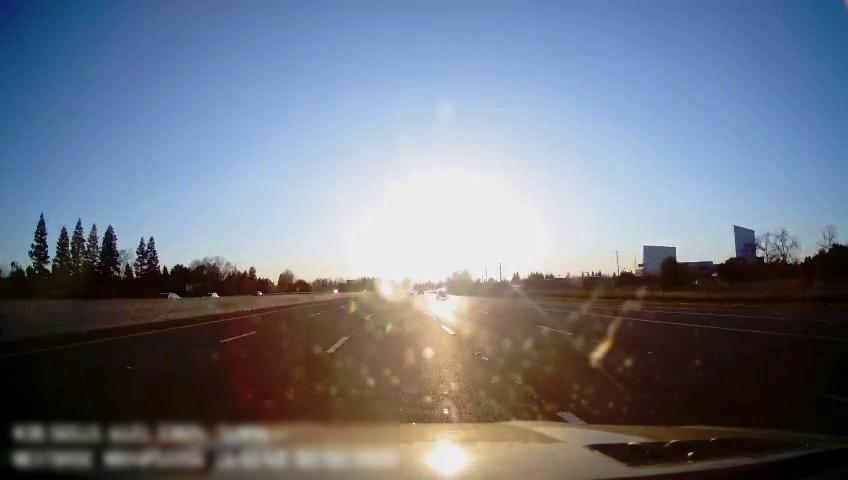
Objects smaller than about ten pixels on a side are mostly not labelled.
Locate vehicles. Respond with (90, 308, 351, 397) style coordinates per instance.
(436, 288, 448, 300)
(200, 292, 220, 298)
(251, 291, 265, 297)
(154, 292, 181, 299)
